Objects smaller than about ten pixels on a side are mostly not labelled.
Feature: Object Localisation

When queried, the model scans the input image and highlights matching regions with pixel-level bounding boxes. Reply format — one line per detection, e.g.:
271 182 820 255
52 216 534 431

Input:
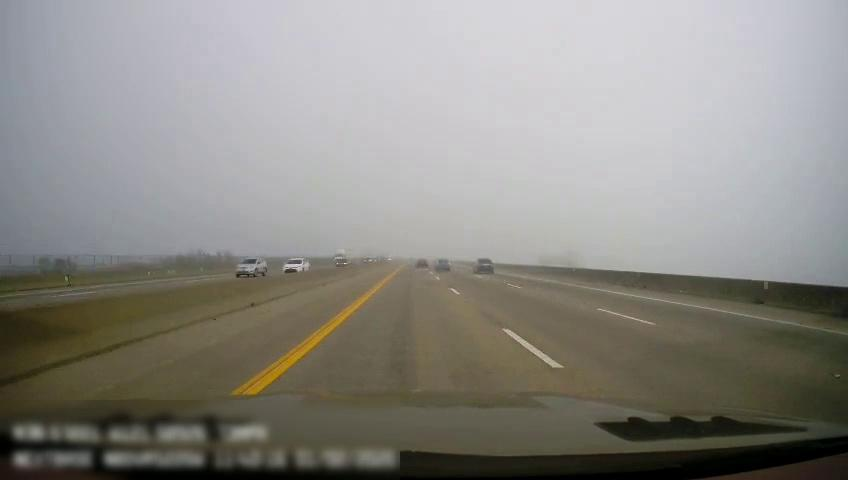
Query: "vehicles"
416 259 430 269
334 258 353 268
281 256 312 275
433 259 452 272
473 258 494 274
333 247 352 262
234 257 269 278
